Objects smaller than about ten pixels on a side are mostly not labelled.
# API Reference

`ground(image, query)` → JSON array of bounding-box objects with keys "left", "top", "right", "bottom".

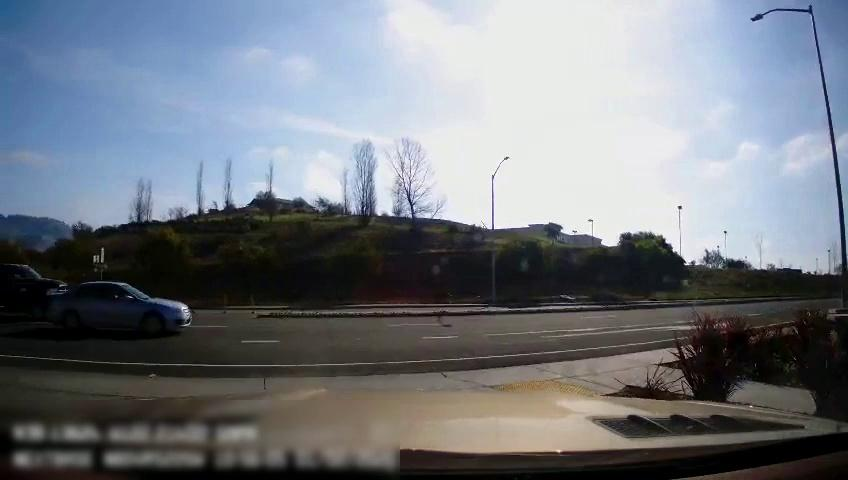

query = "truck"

[{"left": 0, "top": 262, "right": 69, "bottom": 312}]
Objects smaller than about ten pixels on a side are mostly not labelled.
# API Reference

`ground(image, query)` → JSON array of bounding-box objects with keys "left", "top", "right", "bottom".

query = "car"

[{"left": 47, "top": 280, "right": 193, "bottom": 336}]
